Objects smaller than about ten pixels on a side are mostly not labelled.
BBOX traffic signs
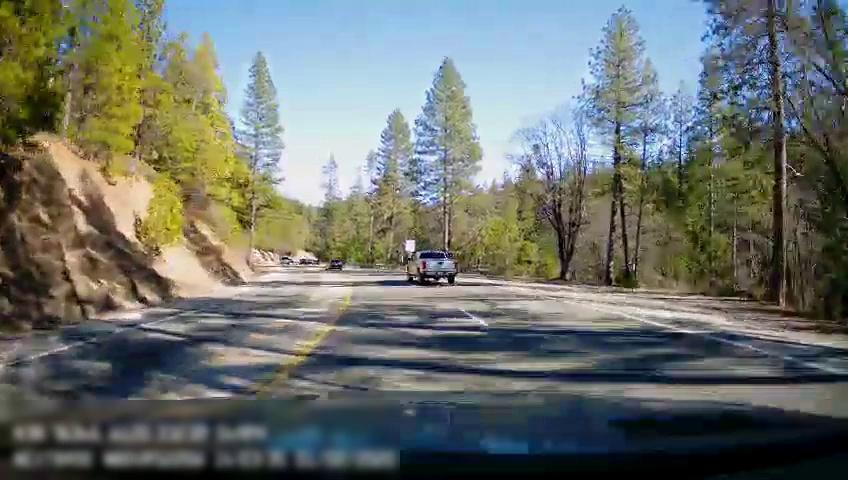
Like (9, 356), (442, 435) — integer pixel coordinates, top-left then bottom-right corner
(404, 239), (417, 253)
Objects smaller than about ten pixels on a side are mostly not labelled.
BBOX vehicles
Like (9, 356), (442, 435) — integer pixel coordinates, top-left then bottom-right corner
(325, 259), (343, 271)
(279, 256), (291, 264)
(407, 249), (457, 285)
